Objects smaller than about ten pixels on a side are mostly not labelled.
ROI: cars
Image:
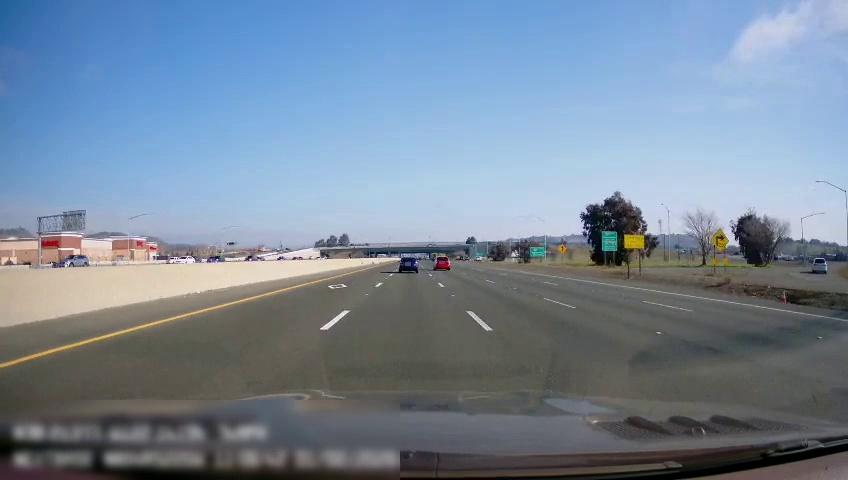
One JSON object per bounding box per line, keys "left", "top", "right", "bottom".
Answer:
{"left": 433, "top": 259, "right": 450, "bottom": 271}
{"left": 165, "top": 257, "right": 180, "bottom": 265}
{"left": 173, "top": 256, "right": 196, "bottom": 265}
{"left": 398, "top": 257, "right": 418, "bottom": 273}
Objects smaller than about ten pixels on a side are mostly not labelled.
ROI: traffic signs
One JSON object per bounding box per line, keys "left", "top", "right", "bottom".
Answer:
{"left": 623, "top": 234, "right": 645, "bottom": 249}
{"left": 711, "top": 228, "right": 729, "bottom": 253}
{"left": 601, "top": 230, "right": 618, "bottom": 252}
{"left": 529, "top": 247, "right": 545, "bottom": 257}
{"left": 558, "top": 244, "right": 567, "bottom": 255}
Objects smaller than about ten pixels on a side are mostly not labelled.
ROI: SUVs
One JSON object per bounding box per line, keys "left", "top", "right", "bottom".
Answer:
{"left": 811, "top": 256, "right": 829, "bottom": 273}
{"left": 56, "top": 254, "right": 90, "bottom": 269}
